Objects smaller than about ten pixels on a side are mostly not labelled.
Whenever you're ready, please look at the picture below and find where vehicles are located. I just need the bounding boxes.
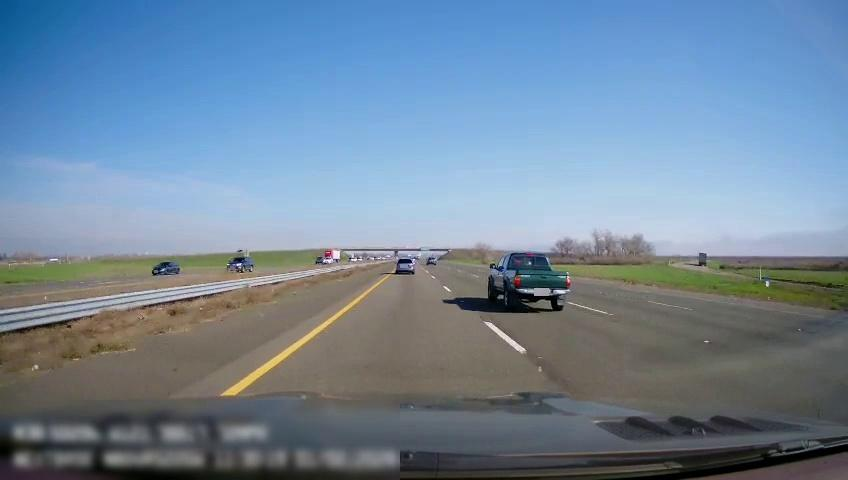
[323,250,341,263]
[427,257,437,266]
[322,257,334,265]
[697,252,707,266]
[226,257,256,274]
[488,252,571,312]
[152,262,181,276]
[395,257,416,275]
